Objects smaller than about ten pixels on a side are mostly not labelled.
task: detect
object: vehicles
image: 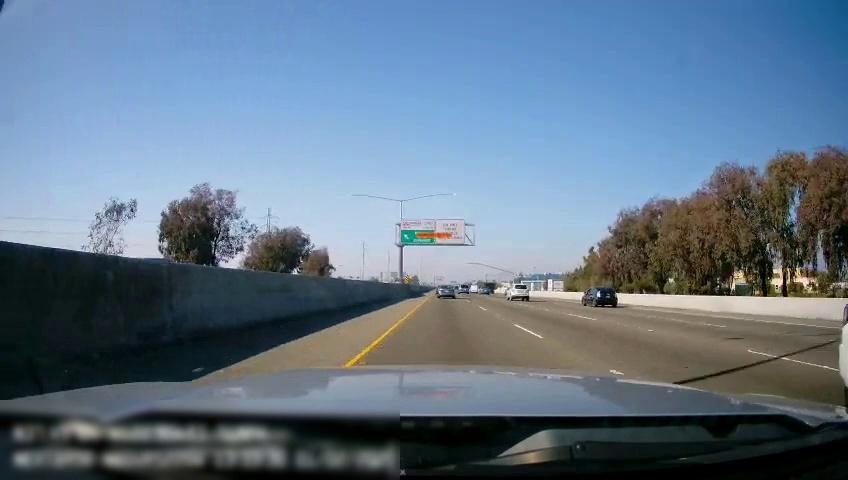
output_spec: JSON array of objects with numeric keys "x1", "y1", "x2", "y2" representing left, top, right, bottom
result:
[
  {"x1": 478, "y1": 285, "x2": 492, "y2": 295},
  {"x1": 581, "y1": 287, "x2": 618, "y2": 307},
  {"x1": 834, "y1": 300, "x2": 848, "y2": 396},
  {"x1": 485, "y1": 283, "x2": 495, "y2": 294},
  {"x1": 506, "y1": 284, "x2": 530, "y2": 301},
  {"x1": 458, "y1": 284, "x2": 470, "y2": 295},
  {"x1": 435, "y1": 283, "x2": 456, "y2": 300}
]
